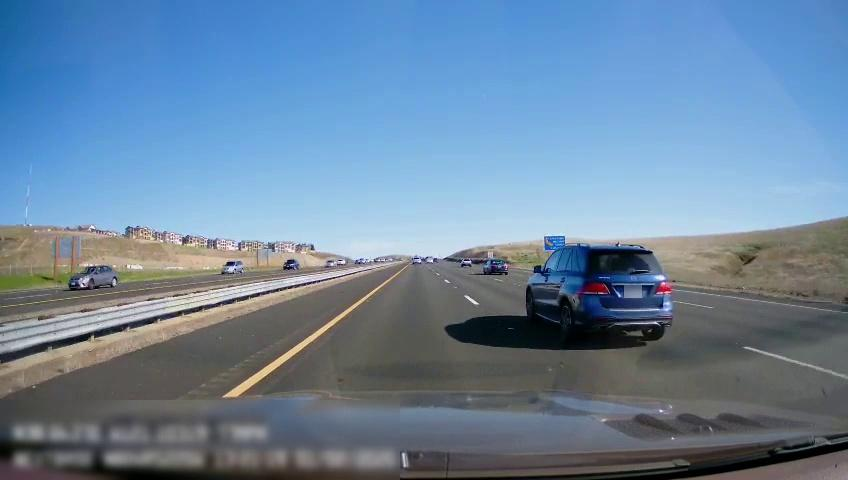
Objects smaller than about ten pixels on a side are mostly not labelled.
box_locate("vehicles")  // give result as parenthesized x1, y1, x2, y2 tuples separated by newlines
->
(326, 259, 337, 267)
(460, 257, 472, 267)
(220, 261, 244, 275)
(283, 259, 299, 270)
(411, 255, 422, 265)
(67, 265, 119, 289)
(483, 259, 509, 275)
(336, 258, 346, 265)
(524, 245, 674, 342)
